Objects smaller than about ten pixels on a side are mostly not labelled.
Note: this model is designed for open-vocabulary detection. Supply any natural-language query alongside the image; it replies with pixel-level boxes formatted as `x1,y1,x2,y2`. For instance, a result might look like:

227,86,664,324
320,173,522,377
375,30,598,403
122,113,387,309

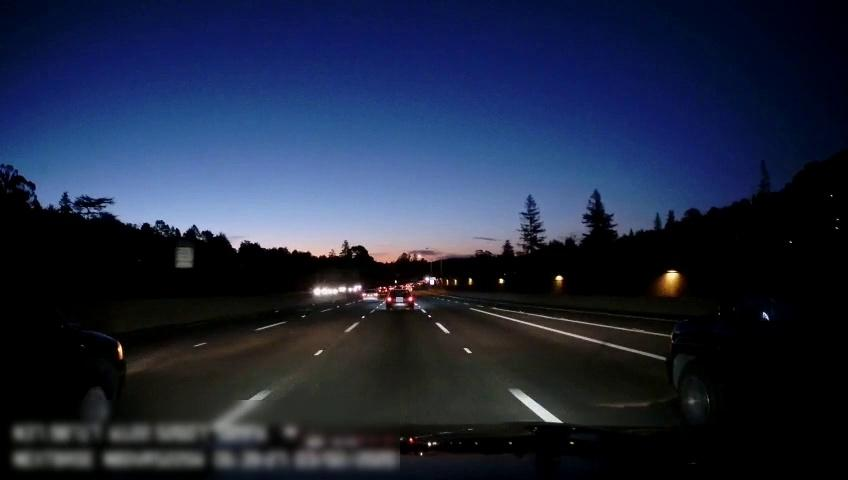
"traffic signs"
174,238,195,269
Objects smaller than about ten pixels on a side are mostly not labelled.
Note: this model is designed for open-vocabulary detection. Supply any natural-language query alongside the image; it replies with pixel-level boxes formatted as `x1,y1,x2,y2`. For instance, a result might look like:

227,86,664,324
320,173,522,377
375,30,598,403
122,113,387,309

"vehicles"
314,286,329,296
0,281,127,438
667,257,848,433
377,287,388,296
386,288,414,312
361,289,379,303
